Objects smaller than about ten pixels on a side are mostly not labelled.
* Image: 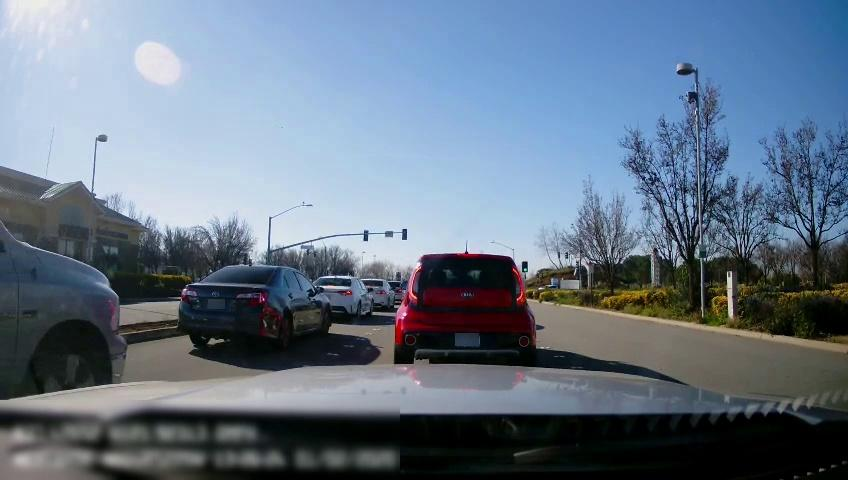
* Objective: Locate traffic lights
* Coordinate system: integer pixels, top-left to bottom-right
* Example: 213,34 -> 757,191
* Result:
521,261 -> 528,273
363,230 -> 369,242
402,229 -> 408,241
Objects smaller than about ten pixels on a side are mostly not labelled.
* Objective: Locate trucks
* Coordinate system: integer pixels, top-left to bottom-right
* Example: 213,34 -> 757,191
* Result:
0,222 -> 128,401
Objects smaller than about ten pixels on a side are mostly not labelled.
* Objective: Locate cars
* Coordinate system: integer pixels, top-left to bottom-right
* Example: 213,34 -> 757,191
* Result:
393,252 -> 536,368
312,276 -> 374,323
387,281 -> 408,302
358,279 -> 396,310
179,264 -> 332,354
